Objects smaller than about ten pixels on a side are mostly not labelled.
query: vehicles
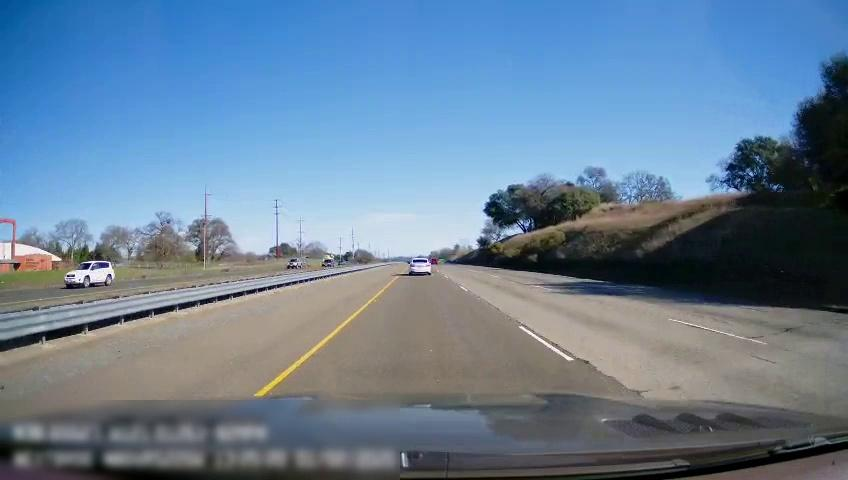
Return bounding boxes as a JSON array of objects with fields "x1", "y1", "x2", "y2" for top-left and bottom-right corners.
[
  {"x1": 427, "y1": 256, "x2": 438, "y2": 264},
  {"x1": 406, "y1": 257, "x2": 432, "y2": 276},
  {"x1": 320, "y1": 258, "x2": 336, "y2": 268},
  {"x1": 64, "y1": 260, "x2": 116, "y2": 290},
  {"x1": 285, "y1": 258, "x2": 304, "y2": 270}
]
